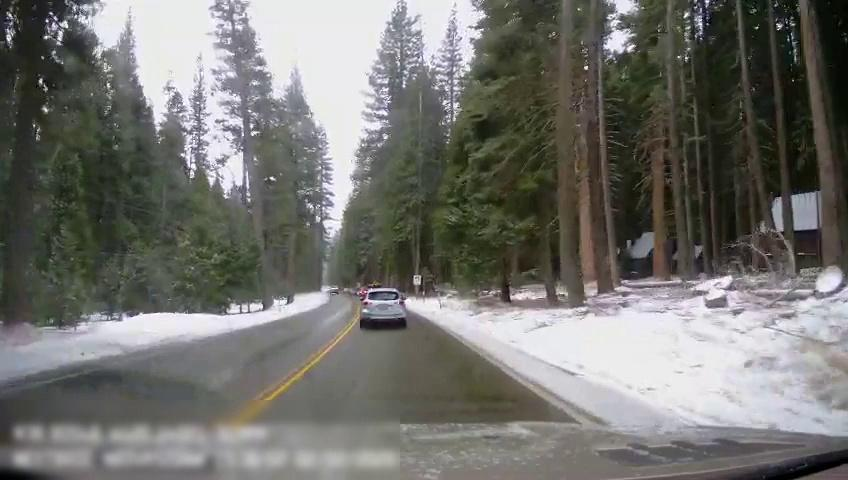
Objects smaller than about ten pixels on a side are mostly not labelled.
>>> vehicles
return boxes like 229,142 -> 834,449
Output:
359,282 -> 382,303
359,287 -> 408,329
328,284 -> 340,295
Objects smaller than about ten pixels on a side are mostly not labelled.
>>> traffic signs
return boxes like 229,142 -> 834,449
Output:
412,274 -> 422,285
